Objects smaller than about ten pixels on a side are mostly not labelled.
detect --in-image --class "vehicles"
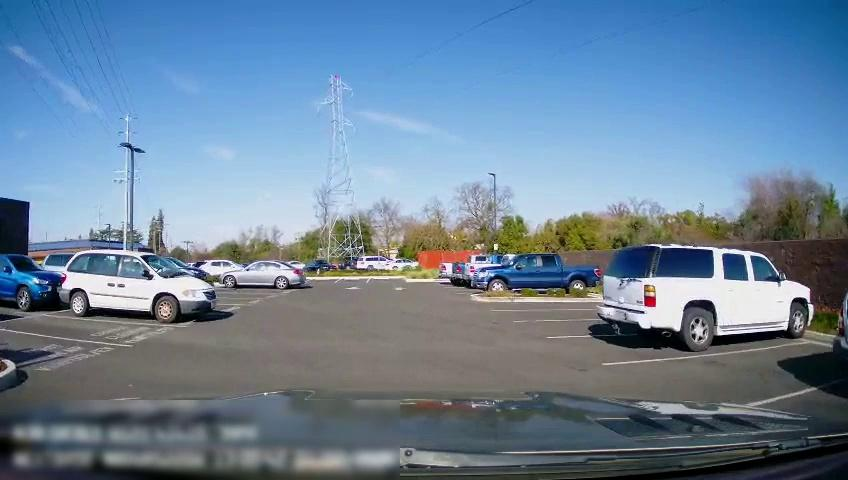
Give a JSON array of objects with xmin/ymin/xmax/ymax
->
[
  {"xmin": 220, "ymin": 260, "xmax": 304, "ymax": 290},
  {"xmin": 357, "ymin": 256, "xmax": 393, "ymax": 272},
  {"xmin": 338, "ymin": 258, "xmax": 359, "ymax": 271},
  {"xmin": 198, "ymin": 260, "xmax": 246, "ymax": 277},
  {"xmin": 438, "ymin": 255, "xmax": 493, "ymax": 284},
  {"xmin": 465, "ymin": 254, "xmax": 517, "ymax": 281},
  {"xmin": 384, "ymin": 259, "xmax": 419, "ymax": 271},
  {"xmin": 0, "ymin": 254, "xmax": 63, "ymax": 312},
  {"xmin": 287, "ymin": 261, "xmax": 306, "ymax": 270},
  {"xmin": 833, "ymin": 291, "xmax": 848, "ymax": 372},
  {"xmin": 472, "ymin": 252, "xmax": 601, "ymax": 297},
  {"xmin": 452, "ymin": 255, "xmax": 504, "ymax": 286},
  {"xmin": 304, "ymin": 260, "xmax": 337, "ymax": 274},
  {"xmin": 192, "ymin": 261, "xmax": 208, "ymax": 269},
  {"xmin": 41, "ymin": 252, "xmax": 79, "ymax": 275},
  {"xmin": 596, "ymin": 243, "xmax": 814, "ymax": 352},
  {"xmin": 159, "ymin": 256, "xmax": 208, "ymax": 283},
  {"xmin": 60, "ymin": 250, "xmax": 216, "ymax": 323}
]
